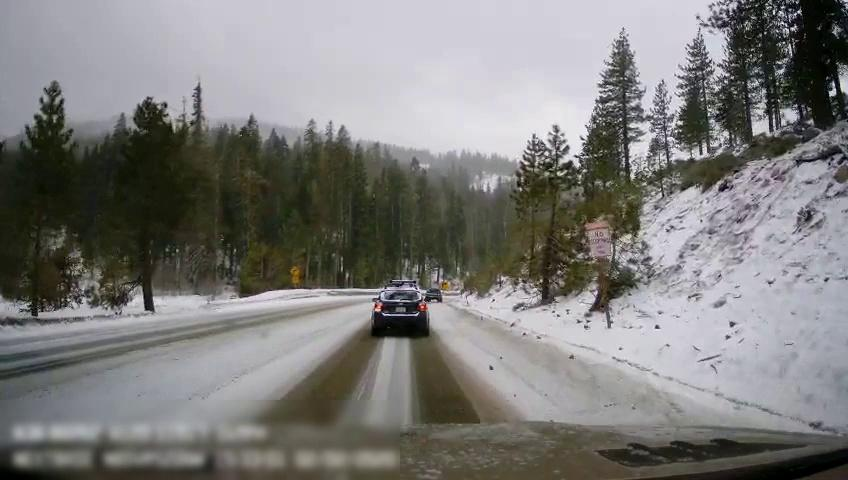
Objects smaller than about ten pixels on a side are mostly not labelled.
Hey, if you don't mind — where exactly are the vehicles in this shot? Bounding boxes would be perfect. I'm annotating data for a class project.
[369,278,430,338]
[425,288,443,303]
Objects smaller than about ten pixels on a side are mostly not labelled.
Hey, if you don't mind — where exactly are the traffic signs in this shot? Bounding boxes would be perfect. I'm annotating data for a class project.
[584,221,613,257]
